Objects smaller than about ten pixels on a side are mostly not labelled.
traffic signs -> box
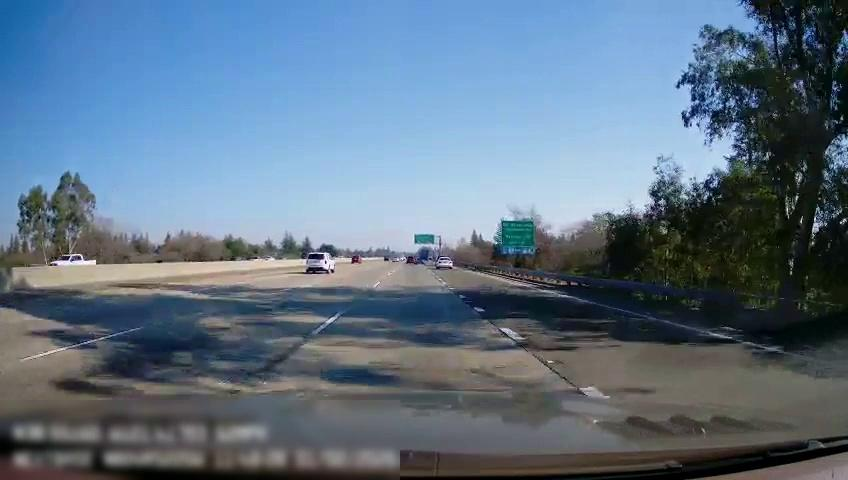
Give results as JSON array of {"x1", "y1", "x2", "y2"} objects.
[
  {"x1": 414, "y1": 233, "x2": 433, "y2": 245},
  {"x1": 498, "y1": 218, "x2": 536, "y2": 259}
]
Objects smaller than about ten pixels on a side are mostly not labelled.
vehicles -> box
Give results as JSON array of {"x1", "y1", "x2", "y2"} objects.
[
  {"x1": 304, "y1": 251, "x2": 338, "y2": 275},
  {"x1": 435, "y1": 256, "x2": 453, "y2": 269},
  {"x1": 405, "y1": 255, "x2": 416, "y2": 264},
  {"x1": 48, "y1": 254, "x2": 97, "y2": 267},
  {"x1": 350, "y1": 255, "x2": 364, "y2": 264}
]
